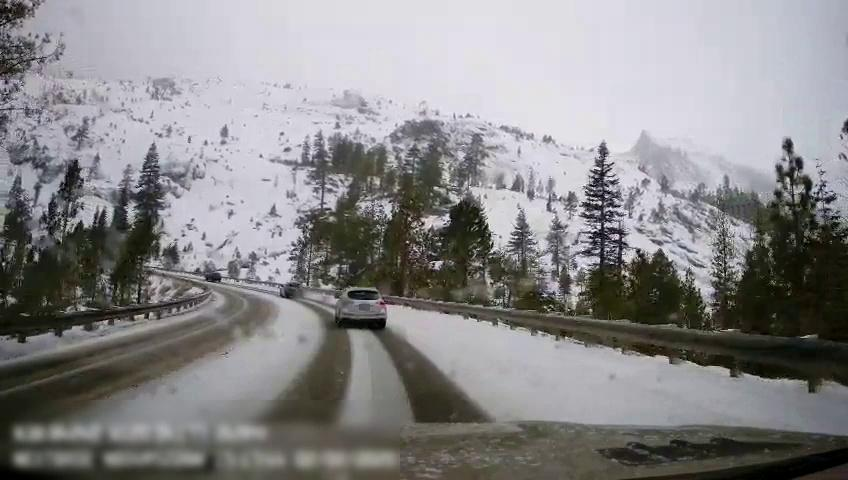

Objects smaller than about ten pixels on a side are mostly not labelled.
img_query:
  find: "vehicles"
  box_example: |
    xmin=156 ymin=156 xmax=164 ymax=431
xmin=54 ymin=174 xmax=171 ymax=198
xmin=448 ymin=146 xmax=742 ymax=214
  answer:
xmin=332 ymin=285 xmax=388 ymax=329
xmin=205 ymin=272 xmax=221 ymax=283
xmin=280 ymin=282 xmax=304 ymax=299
